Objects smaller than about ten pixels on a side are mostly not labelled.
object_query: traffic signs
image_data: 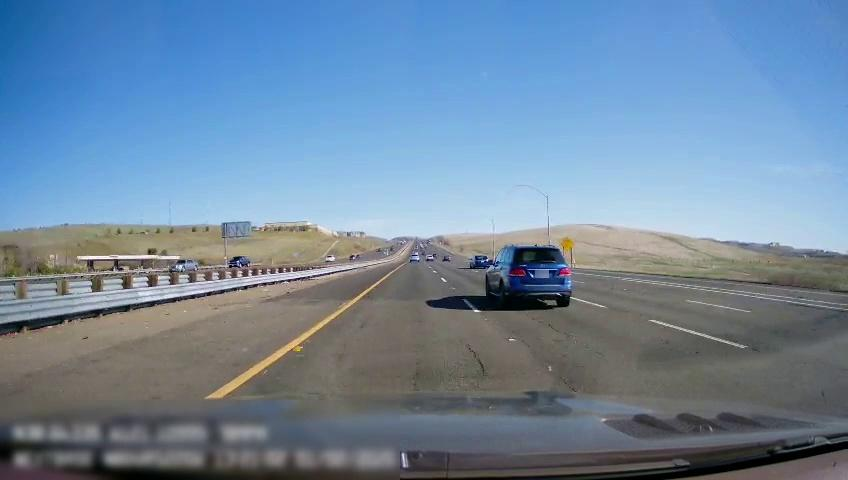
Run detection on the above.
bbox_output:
[560,235,576,253]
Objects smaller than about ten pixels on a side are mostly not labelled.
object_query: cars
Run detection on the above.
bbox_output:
[324,254,336,262]
[470,255,488,268]
[168,259,199,273]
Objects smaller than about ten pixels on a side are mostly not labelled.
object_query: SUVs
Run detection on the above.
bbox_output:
[409,254,420,263]
[228,256,250,268]
[485,245,573,307]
